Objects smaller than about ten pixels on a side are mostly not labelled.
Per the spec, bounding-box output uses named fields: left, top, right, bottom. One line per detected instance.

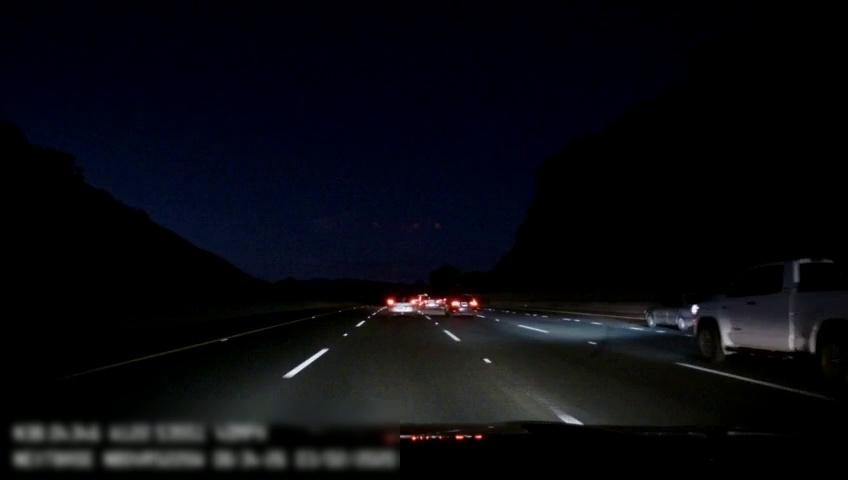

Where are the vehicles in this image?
left=422, top=294, right=440, bottom=310
left=386, top=292, right=418, bottom=316
left=444, top=292, right=478, bottom=319
left=693, top=257, right=848, bottom=389
left=644, top=290, right=712, bottom=333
